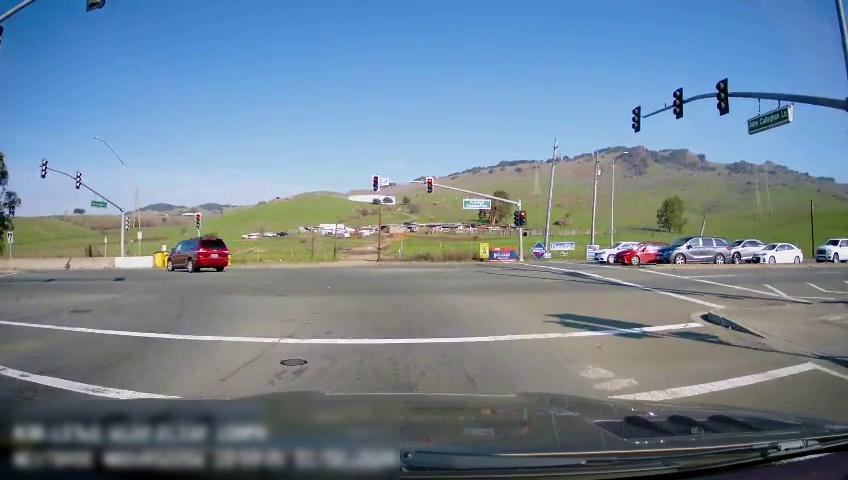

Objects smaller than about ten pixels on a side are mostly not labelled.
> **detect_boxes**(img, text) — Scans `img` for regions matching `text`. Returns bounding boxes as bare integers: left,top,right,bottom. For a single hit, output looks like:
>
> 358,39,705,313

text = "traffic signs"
461,197,493,211
746,103,794,136
89,198,109,210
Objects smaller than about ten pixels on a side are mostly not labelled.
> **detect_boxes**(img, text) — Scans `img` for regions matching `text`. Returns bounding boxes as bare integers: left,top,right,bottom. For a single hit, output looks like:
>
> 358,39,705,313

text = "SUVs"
724,239,767,265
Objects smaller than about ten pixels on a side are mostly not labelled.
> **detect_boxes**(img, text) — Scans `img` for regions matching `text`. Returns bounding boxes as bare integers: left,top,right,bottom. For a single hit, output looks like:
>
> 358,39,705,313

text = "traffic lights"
39,158,49,179
121,215,131,232
519,209,528,227
513,209,521,227
715,77,730,117
672,87,685,120
74,170,83,190
85,0,106,12
424,176,435,194
630,104,642,134
193,212,202,228
371,175,381,194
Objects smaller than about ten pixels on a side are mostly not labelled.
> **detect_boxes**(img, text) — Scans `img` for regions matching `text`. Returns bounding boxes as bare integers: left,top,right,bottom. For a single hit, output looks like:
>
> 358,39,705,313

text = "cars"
751,242,804,265
594,241,642,265
614,241,667,266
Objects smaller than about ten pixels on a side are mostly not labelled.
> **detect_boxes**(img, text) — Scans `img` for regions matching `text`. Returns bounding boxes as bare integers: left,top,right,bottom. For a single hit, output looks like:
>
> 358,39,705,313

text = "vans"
656,236,732,265
166,235,231,274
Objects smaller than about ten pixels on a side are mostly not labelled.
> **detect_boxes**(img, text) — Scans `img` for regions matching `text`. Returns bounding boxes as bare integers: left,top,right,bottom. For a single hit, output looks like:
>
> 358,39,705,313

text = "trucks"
814,238,848,264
